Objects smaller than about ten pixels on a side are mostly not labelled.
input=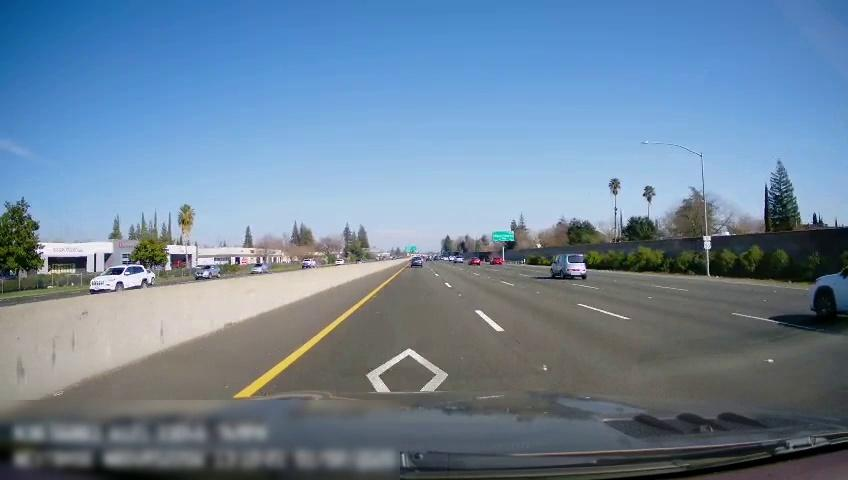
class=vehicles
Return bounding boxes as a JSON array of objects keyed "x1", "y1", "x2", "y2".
[
  {"x1": 250, "y1": 262, "x2": 268, "y2": 274},
  {"x1": 301, "y1": 258, "x2": 316, "y2": 269},
  {"x1": 335, "y1": 259, "x2": 344, "y2": 265},
  {"x1": 810, "y1": 263, "x2": 848, "y2": 324},
  {"x1": 195, "y1": 265, "x2": 223, "y2": 280},
  {"x1": 467, "y1": 255, "x2": 482, "y2": 265},
  {"x1": 145, "y1": 268, "x2": 156, "y2": 285},
  {"x1": 548, "y1": 253, "x2": 588, "y2": 281},
  {"x1": 89, "y1": 265, "x2": 148, "y2": 295},
  {"x1": 453, "y1": 255, "x2": 464, "y2": 264},
  {"x1": 490, "y1": 255, "x2": 503, "y2": 266},
  {"x1": 410, "y1": 255, "x2": 425, "y2": 268}
]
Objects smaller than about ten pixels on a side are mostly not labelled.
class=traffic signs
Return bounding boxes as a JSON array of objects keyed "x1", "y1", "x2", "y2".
[
  {"x1": 491, "y1": 230, "x2": 514, "y2": 242},
  {"x1": 405, "y1": 245, "x2": 418, "y2": 253}
]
